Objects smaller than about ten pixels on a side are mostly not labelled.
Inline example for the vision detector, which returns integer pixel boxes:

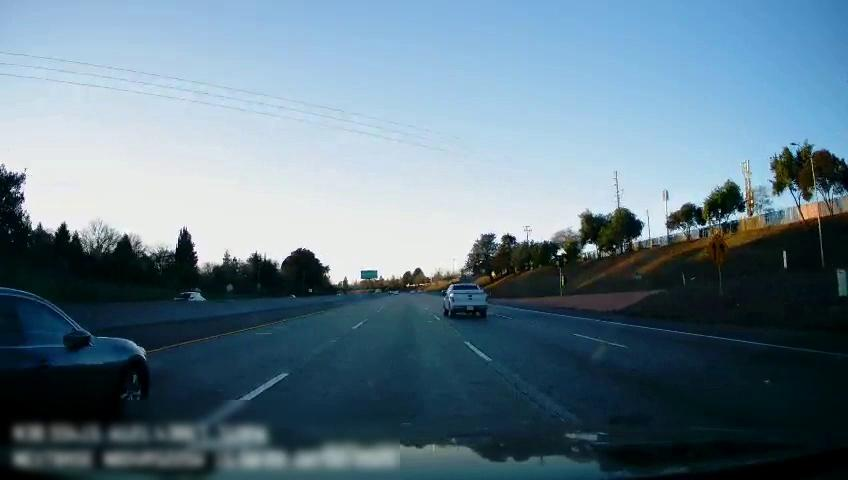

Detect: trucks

[440,283,489,318]
[173,291,207,301]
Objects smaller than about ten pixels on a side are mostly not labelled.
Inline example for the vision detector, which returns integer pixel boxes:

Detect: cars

[0,285,151,440]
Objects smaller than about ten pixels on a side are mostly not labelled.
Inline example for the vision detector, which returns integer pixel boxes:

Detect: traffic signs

[360,269,378,280]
